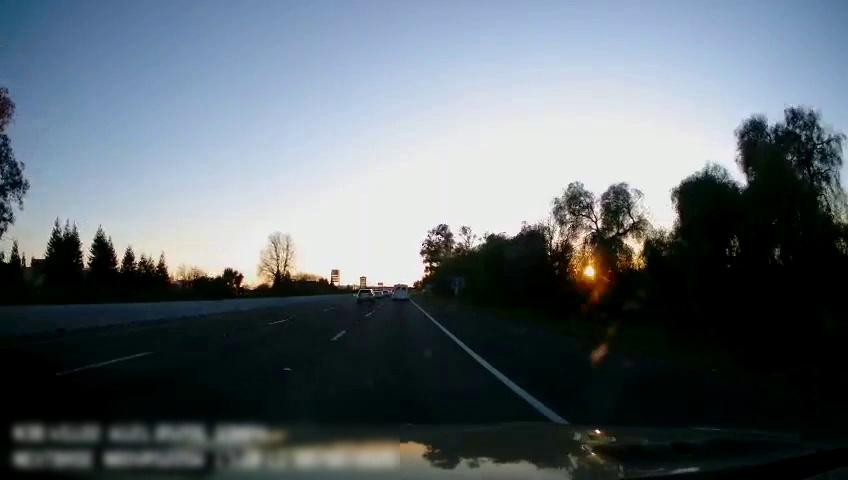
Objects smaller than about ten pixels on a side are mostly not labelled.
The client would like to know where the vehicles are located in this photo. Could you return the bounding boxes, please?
[356,288,375,305]
[390,283,410,302]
